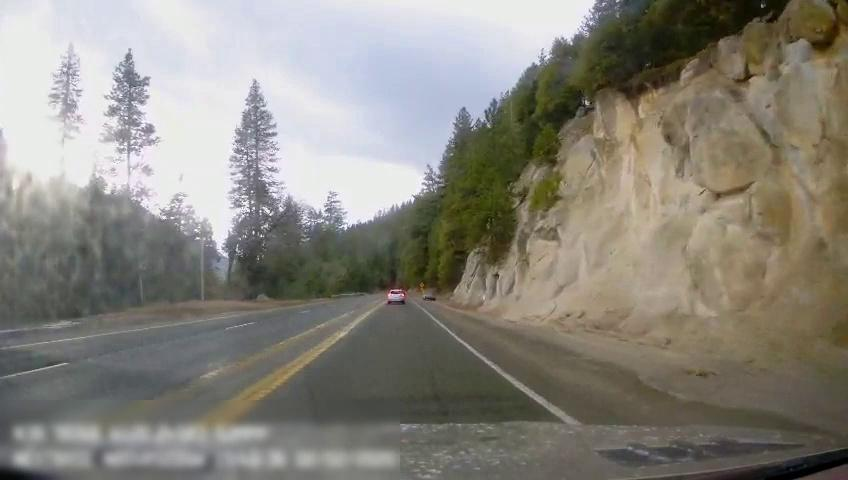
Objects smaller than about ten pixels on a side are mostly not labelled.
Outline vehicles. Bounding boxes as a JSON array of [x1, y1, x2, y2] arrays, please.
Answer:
[[386, 288, 407, 304], [422, 291, 436, 301]]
